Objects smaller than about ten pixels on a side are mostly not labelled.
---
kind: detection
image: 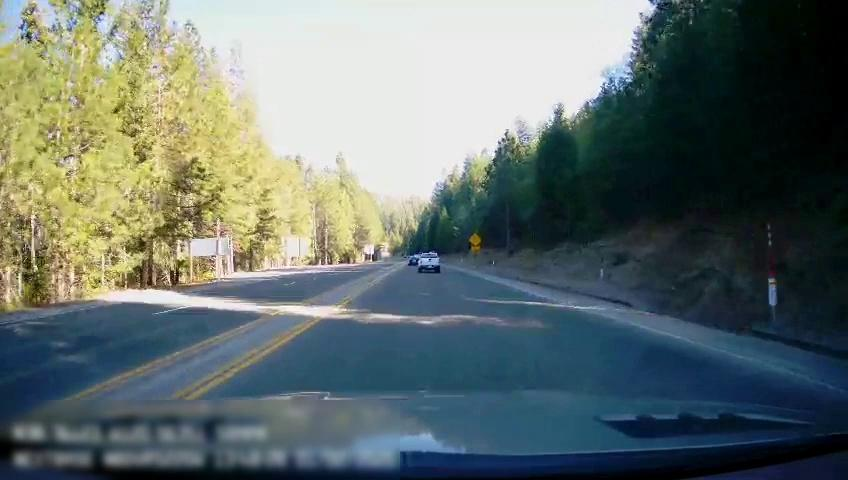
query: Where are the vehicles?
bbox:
[407,255,419,267]
[417,252,441,273]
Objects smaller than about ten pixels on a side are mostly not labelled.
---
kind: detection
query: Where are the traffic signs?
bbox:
[469,232,481,246]
[471,245,481,256]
